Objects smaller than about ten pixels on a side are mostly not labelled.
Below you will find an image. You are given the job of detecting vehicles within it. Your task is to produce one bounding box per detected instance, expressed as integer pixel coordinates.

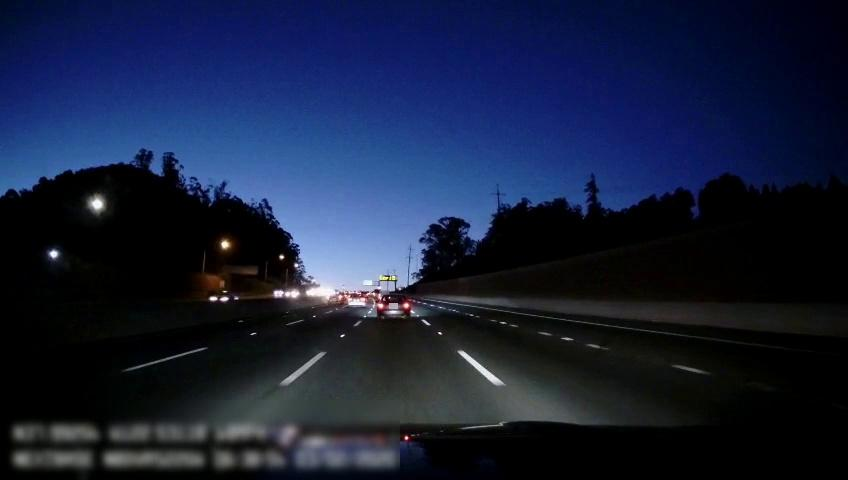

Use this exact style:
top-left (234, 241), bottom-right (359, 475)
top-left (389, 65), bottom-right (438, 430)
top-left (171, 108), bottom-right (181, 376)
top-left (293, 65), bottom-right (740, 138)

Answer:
top-left (328, 291), bottom-right (346, 305)
top-left (209, 291), bottom-right (239, 303)
top-left (375, 293), bottom-right (411, 323)
top-left (376, 290), bottom-right (390, 301)
top-left (285, 289), bottom-right (300, 298)
top-left (348, 292), bottom-right (368, 310)
top-left (371, 289), bottom-right (382, 299)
